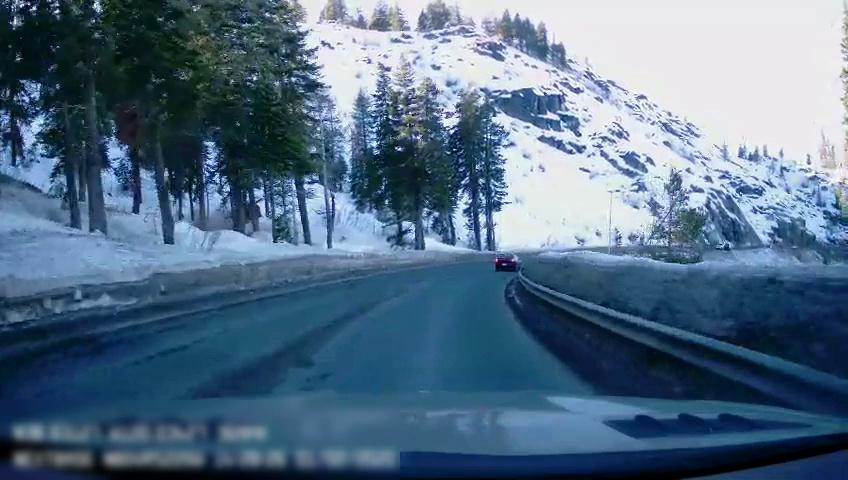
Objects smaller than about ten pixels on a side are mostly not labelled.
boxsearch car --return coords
[494,253,523,273]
